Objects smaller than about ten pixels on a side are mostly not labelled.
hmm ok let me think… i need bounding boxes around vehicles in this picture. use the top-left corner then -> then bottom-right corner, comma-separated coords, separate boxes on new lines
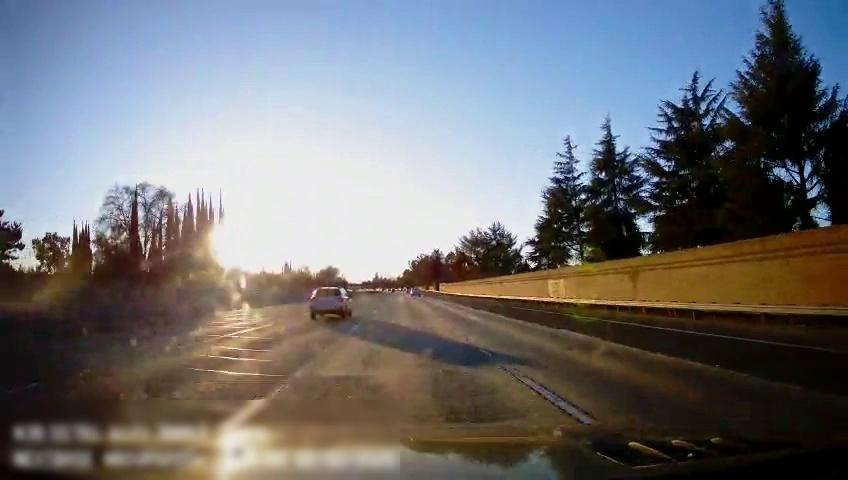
309,286 -> 354,321
410,287 -> 422,297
